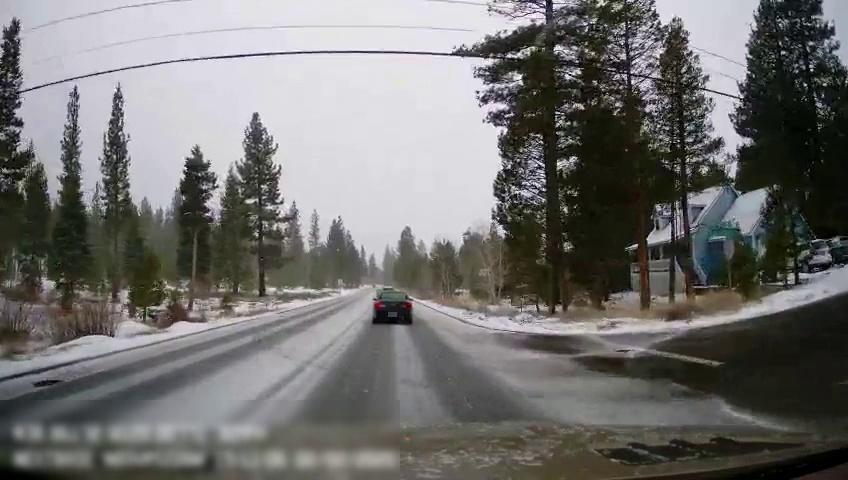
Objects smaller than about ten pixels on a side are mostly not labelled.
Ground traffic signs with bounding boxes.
[711,228,738,236]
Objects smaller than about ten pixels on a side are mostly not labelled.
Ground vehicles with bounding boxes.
[827,236,848,267]
[372,291,414,324]
[780,240,832,274]
[381,287,395,292]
